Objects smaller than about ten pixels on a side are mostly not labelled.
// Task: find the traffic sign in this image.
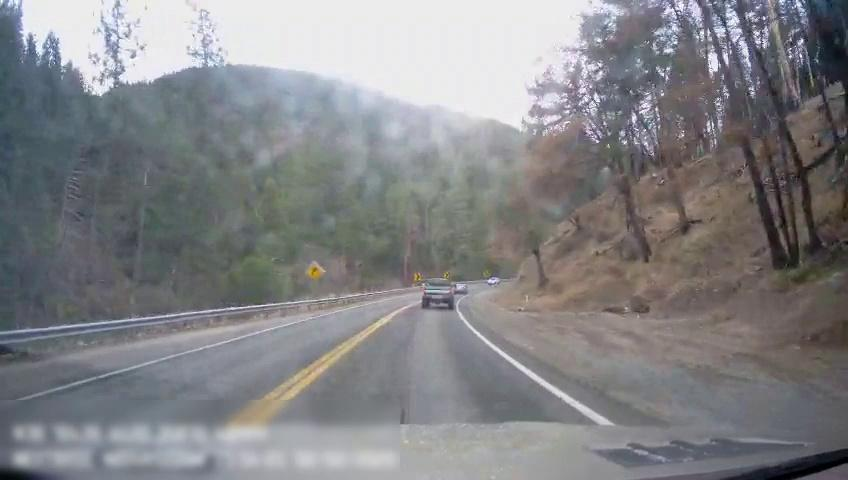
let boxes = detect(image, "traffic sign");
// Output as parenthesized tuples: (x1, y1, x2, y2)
(304, 260, 324, 281)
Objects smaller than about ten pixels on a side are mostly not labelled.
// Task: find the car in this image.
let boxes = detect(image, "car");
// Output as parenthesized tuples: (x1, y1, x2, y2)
(454, 282, 469, 296)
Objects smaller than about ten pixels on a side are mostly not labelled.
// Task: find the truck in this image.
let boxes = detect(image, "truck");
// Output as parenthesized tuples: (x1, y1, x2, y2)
(420, 278, 456, 310)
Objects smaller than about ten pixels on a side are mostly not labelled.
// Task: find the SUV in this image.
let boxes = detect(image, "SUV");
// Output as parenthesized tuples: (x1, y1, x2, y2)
(488, 276, 501, 285)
